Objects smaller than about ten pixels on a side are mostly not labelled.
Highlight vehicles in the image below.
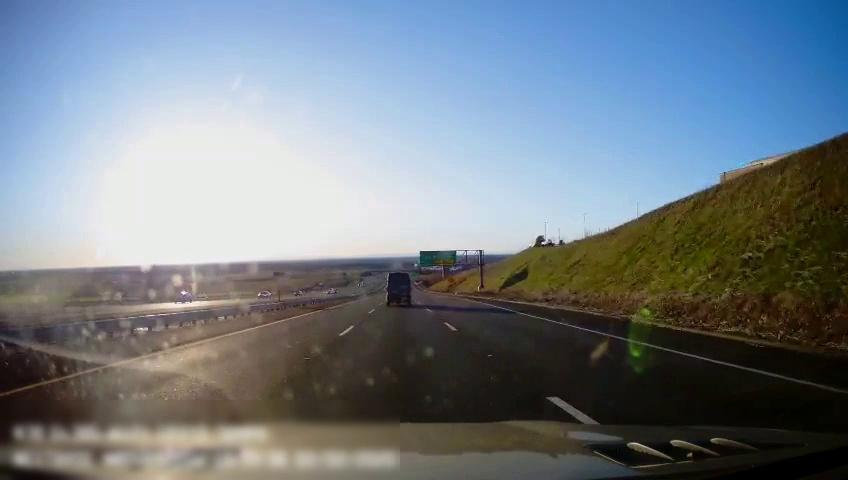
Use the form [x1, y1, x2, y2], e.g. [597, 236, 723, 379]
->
[175, 294, 192, 304]
[386, 272, 411, 306]
[257, 291, 272, 300]
[293, 288, 306, 297]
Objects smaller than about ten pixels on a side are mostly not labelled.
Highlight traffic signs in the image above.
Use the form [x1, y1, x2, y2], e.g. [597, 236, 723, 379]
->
[419, 250, 456, 265]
